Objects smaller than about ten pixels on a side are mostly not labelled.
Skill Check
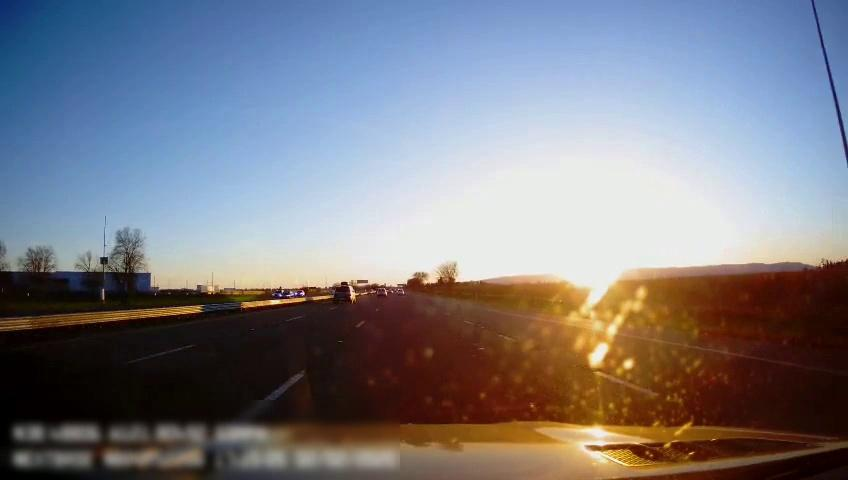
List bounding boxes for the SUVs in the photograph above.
[333,281,356,304]
[272,290,285,300]
[294,290,306,299]
[376,287,387,296]
[282,291,295,300]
